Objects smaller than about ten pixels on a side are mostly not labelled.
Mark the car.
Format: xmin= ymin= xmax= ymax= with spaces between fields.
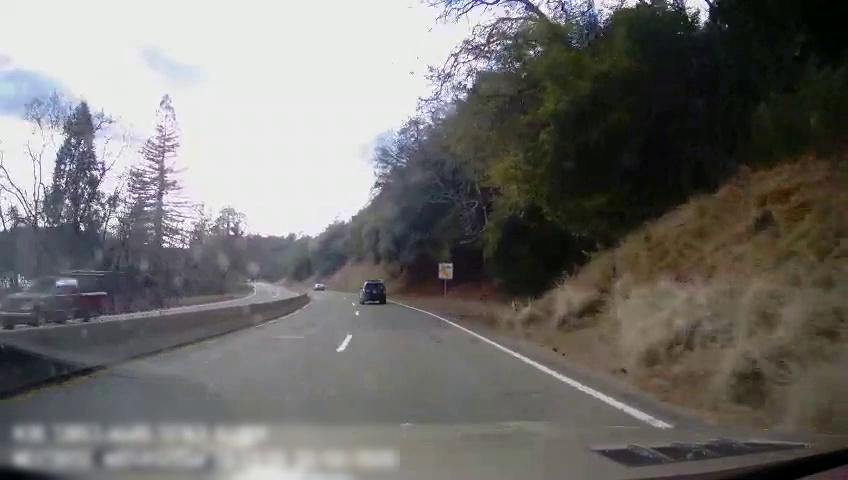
xmin=313 ymin=283 xmax=325 ymax=291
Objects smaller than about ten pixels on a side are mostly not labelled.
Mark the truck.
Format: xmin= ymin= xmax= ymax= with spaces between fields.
xmin=0 ymin=275 xmax=113 ymax=330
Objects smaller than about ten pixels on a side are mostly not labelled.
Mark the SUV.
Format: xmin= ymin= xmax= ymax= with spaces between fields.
xmin=360 ymin=281 xmax=387 ymax=305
